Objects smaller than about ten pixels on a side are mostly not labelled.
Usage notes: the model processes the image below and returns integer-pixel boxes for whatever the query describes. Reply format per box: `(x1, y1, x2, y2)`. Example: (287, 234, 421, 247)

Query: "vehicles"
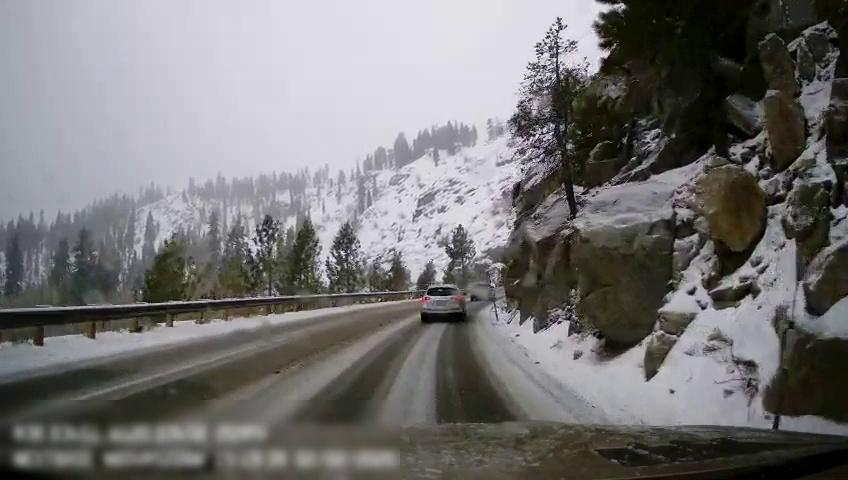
(419, 284, 467, 323)
(470, 283, 496, 302)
